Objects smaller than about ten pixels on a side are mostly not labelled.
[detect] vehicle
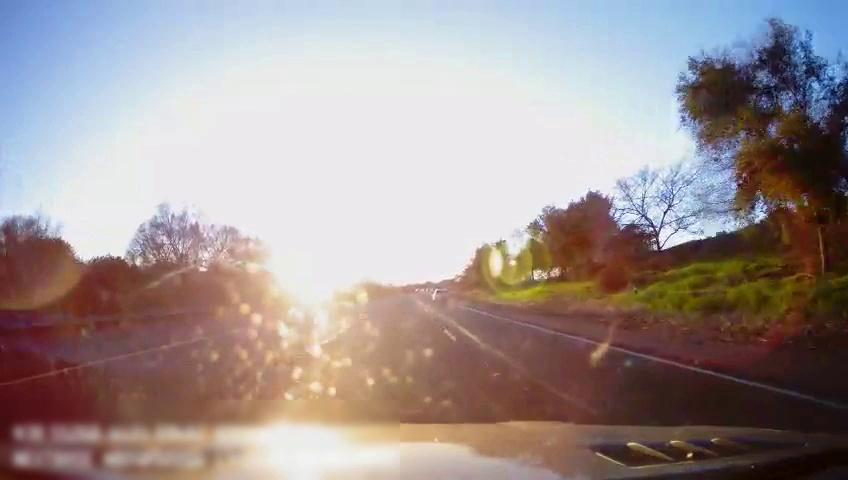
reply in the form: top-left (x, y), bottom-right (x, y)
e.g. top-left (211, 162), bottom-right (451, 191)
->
top-left (431, 288), bottom-right (450, 303)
